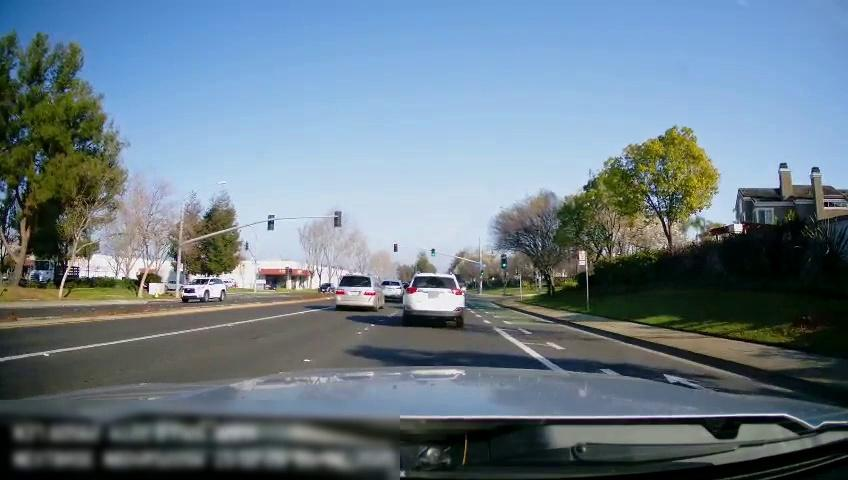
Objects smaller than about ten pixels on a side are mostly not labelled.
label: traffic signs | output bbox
[578,250,586,261]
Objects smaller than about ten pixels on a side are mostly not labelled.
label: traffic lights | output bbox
[332,210,343,228]
[500,256,508,270]
[266,213,276,231]
[244,240,249,251]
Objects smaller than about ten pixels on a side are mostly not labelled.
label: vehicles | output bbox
[378,280,406,302]
[163,280,186,291]
[402,272,466,328]
[319,283,336,294]
[334,274,385,312]
[222,280,236,289]
[180,276,227,303]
